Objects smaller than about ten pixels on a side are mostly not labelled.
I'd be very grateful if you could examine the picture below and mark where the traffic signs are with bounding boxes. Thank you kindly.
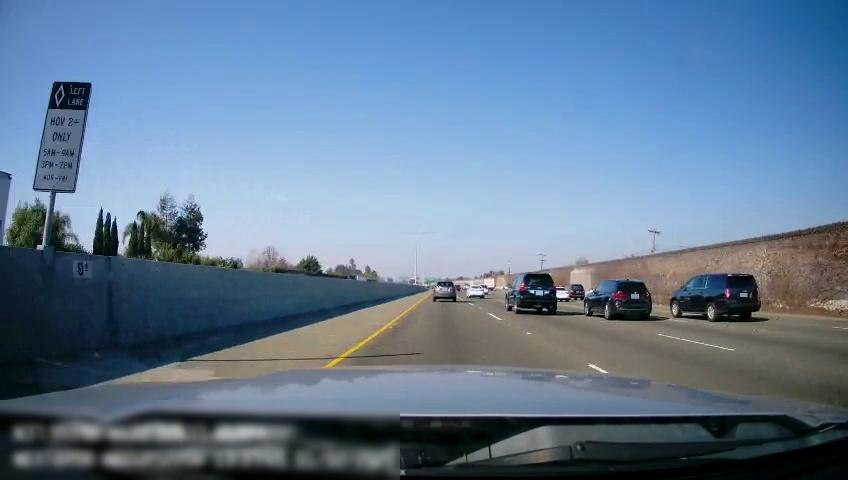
[409,275,420,281]
[32,81,92,194]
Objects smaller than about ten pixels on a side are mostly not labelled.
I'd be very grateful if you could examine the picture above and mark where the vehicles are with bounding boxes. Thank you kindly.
[564,284,585,300]
[0,170,13,247]
[465,285,485,299]
[484,278,495,291]
[554,286,569,302]
[583,278,652,321]
[504,271,558,316]
[432,280,457,303]
[347,275,367,282]
[668,272,761,322]
[479,284,489,295]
